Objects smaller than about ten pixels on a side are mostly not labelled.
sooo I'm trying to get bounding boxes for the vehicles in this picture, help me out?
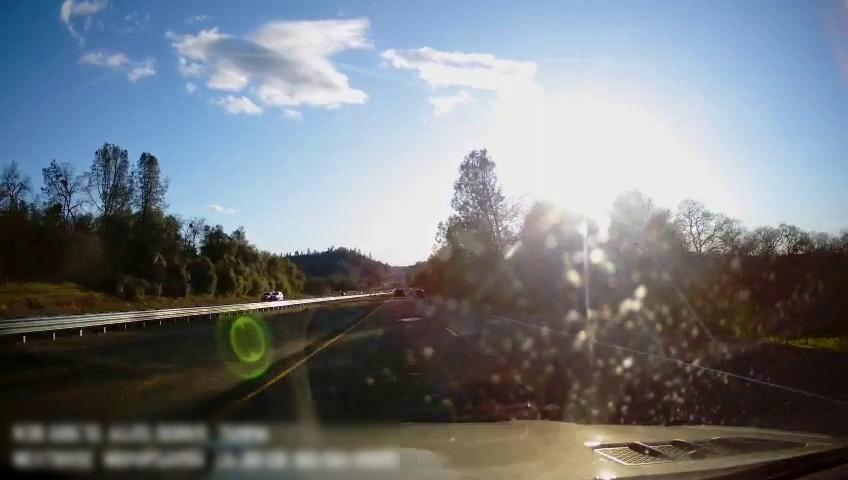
[393,288,406,299]
[260,292,272,302]
[415,288,428,299]
[269,291,284,302]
